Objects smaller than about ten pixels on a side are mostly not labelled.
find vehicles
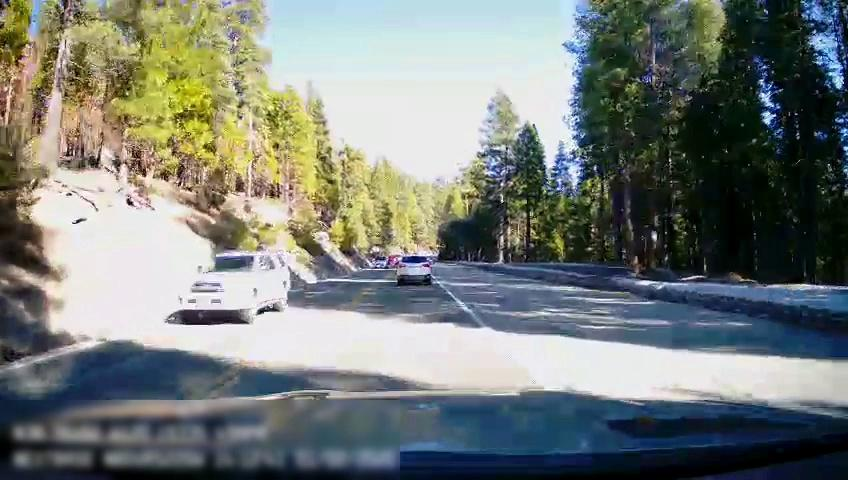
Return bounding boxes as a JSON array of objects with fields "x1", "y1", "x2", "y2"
[
  {"x1": 371, "y1": 255, "x2": 390, "y2": 269},
  {"x1": 396, "y1": 252, "x2": 433, "y2": 286},
  {"x1": 175, "y1": 249, "x2": 292, "y2": 325}
]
